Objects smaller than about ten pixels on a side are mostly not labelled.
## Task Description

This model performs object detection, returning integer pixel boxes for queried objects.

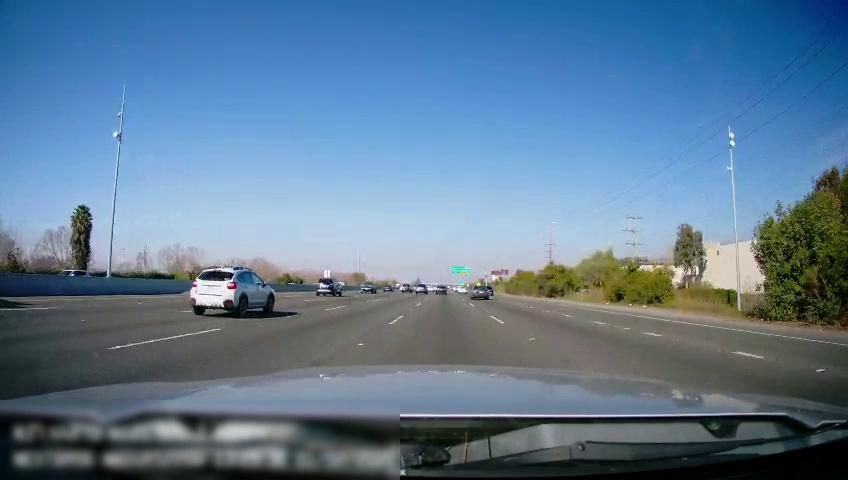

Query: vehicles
[415,283,428,294]
[457,286,468,294]
[435,285,447,296]
[315,278,342,297]
[360,281,377,294]
[482,286,494,296]
[401,283,413,293]
[382,283,394,292]
[468,285,490,300]
[189,265,276,318]
[56,269,94,278]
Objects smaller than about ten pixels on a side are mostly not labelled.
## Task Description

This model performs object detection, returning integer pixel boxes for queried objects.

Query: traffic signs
[451,266,472,276]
